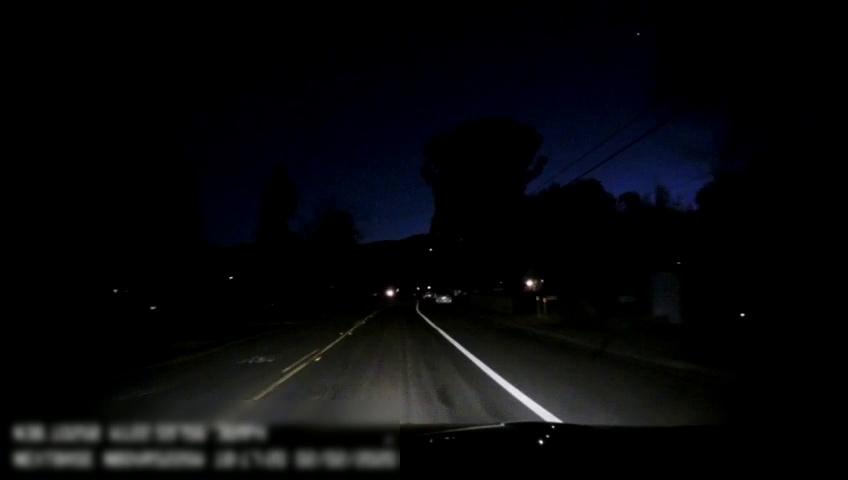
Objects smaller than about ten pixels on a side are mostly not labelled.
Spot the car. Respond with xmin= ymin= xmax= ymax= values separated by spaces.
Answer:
xmin=435 ymin=288 xmax=453 ymax=307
